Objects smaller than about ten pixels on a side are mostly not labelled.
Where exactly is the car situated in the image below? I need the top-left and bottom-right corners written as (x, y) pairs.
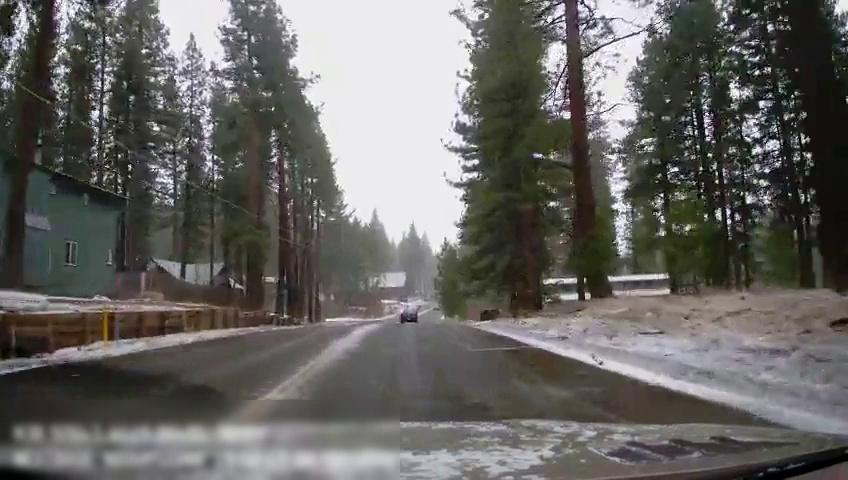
top-left (400, 311), bottom-right (418, 324)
